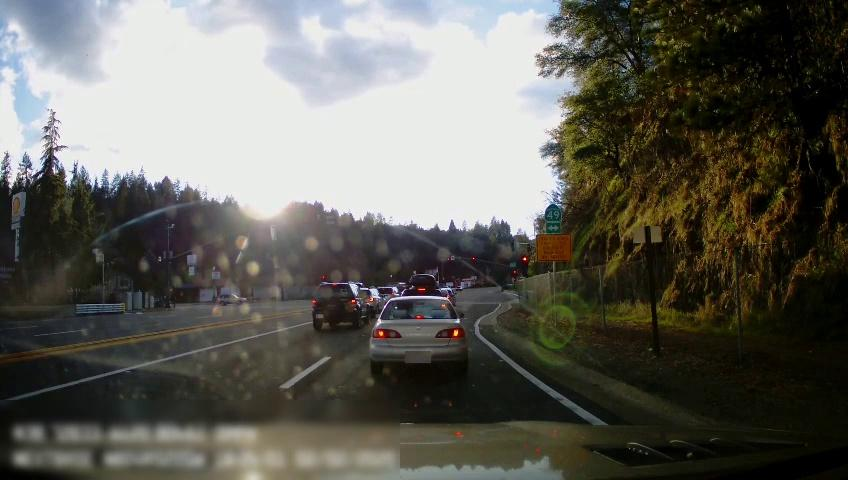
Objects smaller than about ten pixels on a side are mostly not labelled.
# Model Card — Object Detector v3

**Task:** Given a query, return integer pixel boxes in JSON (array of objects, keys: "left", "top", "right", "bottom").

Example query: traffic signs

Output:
[
  {"left": 544, "top": 203, "right": 562, "bottom": 221},
  {"left": 535, "top": 234, "right": 572, "bottom": 262},
  {"left": 543, "top": 221, "right": 562, "bottom": 234}
]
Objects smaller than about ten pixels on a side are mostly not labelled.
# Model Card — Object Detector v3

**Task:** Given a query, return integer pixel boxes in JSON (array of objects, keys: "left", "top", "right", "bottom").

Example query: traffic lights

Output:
[{"left": 520, "top": 255, "right": 528, "bottom": 271}]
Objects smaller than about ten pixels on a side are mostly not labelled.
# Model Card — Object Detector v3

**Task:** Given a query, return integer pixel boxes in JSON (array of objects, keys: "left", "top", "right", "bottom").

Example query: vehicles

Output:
[
  {"left": 216, "top": 290, "right": 246, "bottom": 306},
  {"left": 403, "top": 273, "right": 443, "bottom": 297},
  {"left": 369, "top": 295, "right": 467, "bottom": 375},
  {"left": 360, "top": 287, "right": 387, "bottom": 318},
  {"left": 310, "top": 281, "right": 371, "bottom": 331},
  {"left": 441, "top": 287, "right": 457, "bottom": 304}
]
